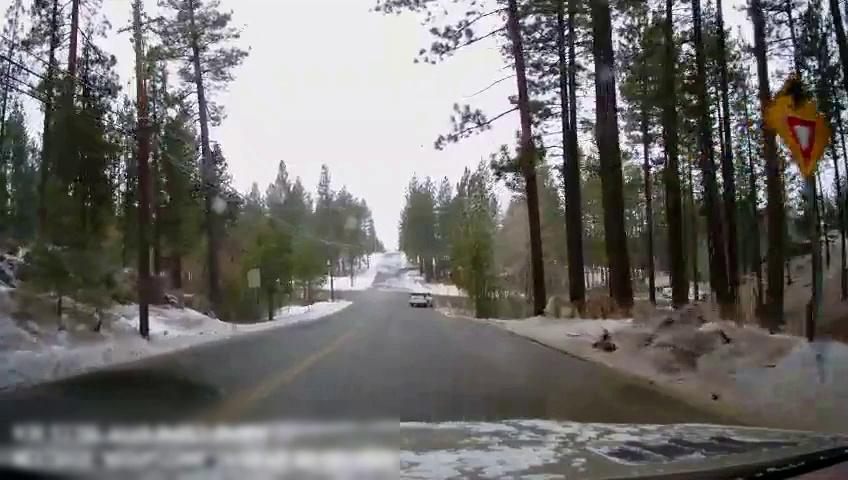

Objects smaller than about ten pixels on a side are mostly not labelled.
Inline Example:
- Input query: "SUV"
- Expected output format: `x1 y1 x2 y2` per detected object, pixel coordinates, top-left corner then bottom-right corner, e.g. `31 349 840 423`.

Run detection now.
407 291 435 309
